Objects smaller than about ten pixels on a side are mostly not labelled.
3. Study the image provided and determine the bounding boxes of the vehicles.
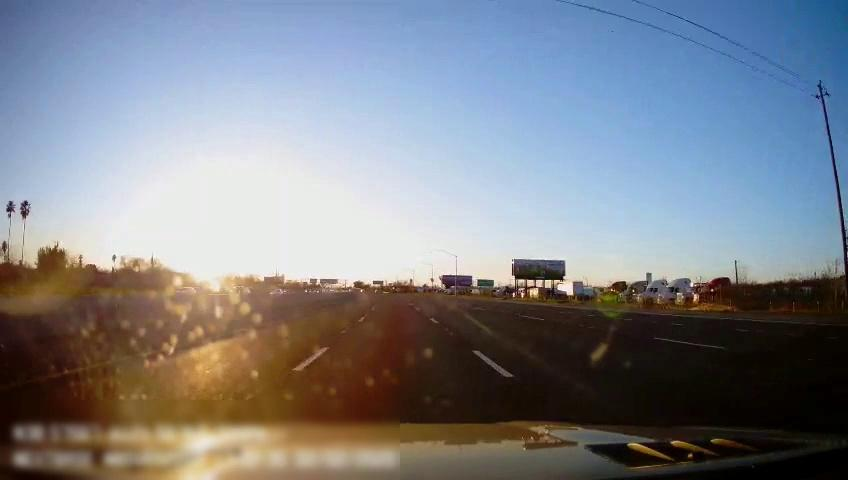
[269,289,284,296]
[175,287,197,296]
[231,287,250,296]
